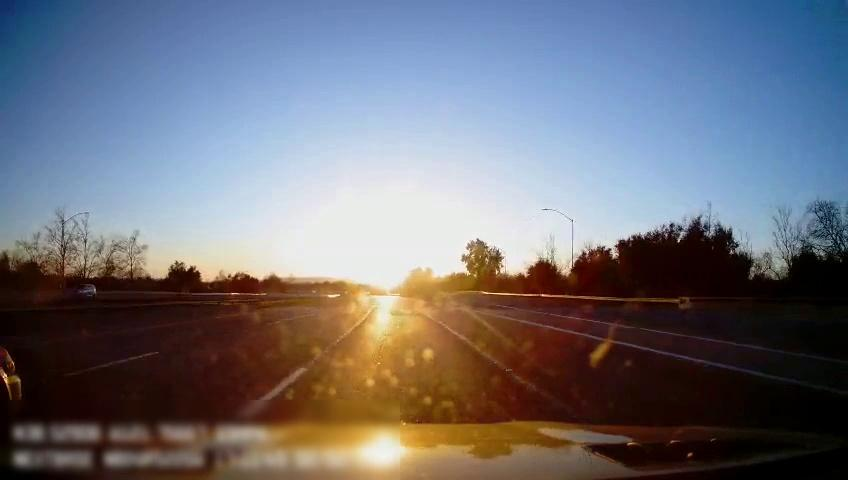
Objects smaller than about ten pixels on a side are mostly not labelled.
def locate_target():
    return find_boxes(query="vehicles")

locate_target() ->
[65,284,97,299]
[0,347,21,444]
